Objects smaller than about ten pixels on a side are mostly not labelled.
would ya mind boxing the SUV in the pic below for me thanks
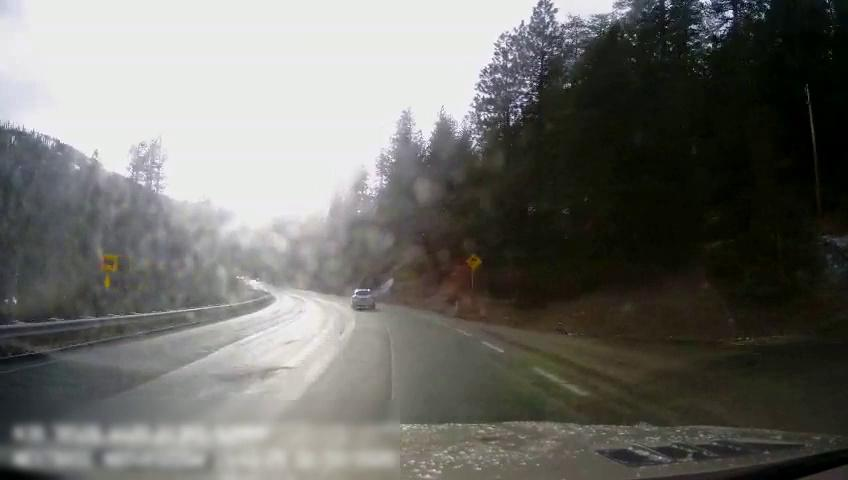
[350,288,376,310]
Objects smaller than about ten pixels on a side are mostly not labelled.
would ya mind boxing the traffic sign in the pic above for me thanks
[465,253,484,273]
